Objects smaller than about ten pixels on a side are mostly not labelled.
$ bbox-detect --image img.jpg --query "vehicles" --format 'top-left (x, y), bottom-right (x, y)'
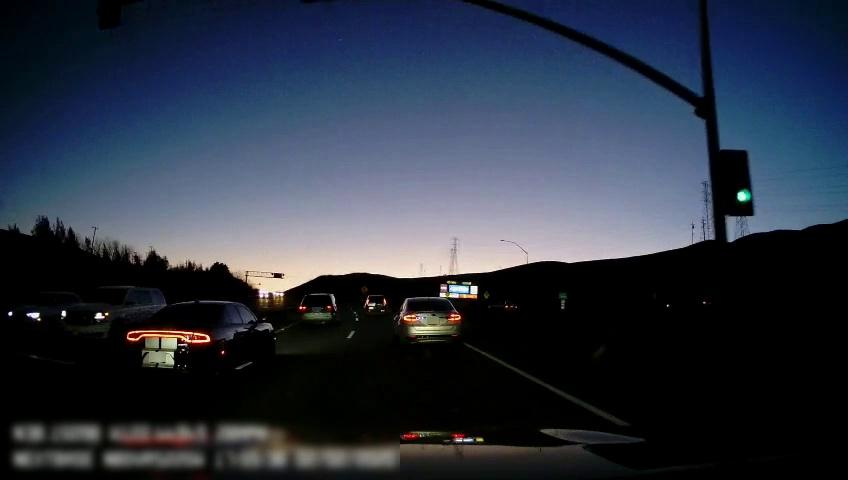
top-left (297, 292), bottom-right (338, 326)
top-left (7, 291), bottom-right (84, 337)
top-left (57, 285), bottom-right (166, 350)
top-left (487, 298), bottom-right (518, 313)
top-left (364, 294), bottom-right (388, 314)
top-left (392, 297), bottom-right (464, 354)
top-left (664, 295), bottom-right (712, 314)
top-left (121, 299), bottom-right (277, 393)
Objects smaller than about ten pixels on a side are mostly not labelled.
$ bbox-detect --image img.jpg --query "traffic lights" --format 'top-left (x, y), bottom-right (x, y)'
top-left (719, 148), bottom-right (755, 217)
